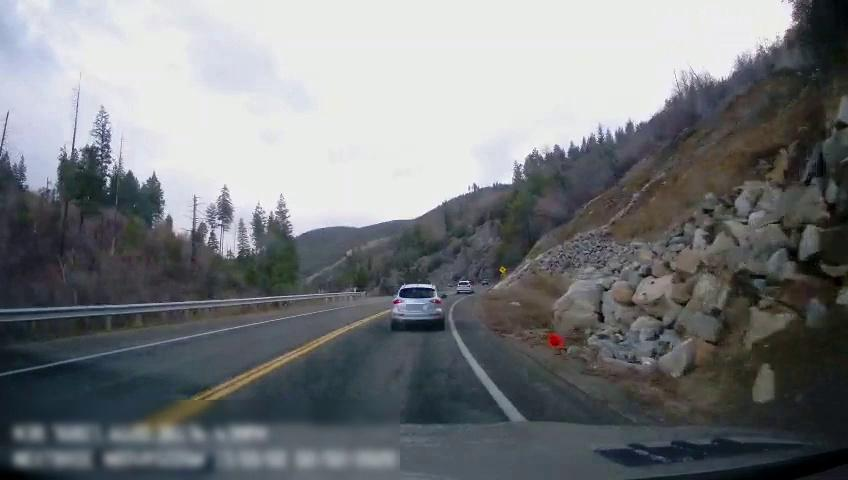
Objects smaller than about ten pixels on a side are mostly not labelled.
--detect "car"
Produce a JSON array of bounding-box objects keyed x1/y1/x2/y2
[{"x1": 455, "y1": 281, "x2": 474, "y2": 295}]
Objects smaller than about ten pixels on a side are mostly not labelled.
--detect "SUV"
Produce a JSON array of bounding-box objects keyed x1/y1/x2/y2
[{"x1": 391, "y1": 283, "x2": 445, "y2": 331}]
